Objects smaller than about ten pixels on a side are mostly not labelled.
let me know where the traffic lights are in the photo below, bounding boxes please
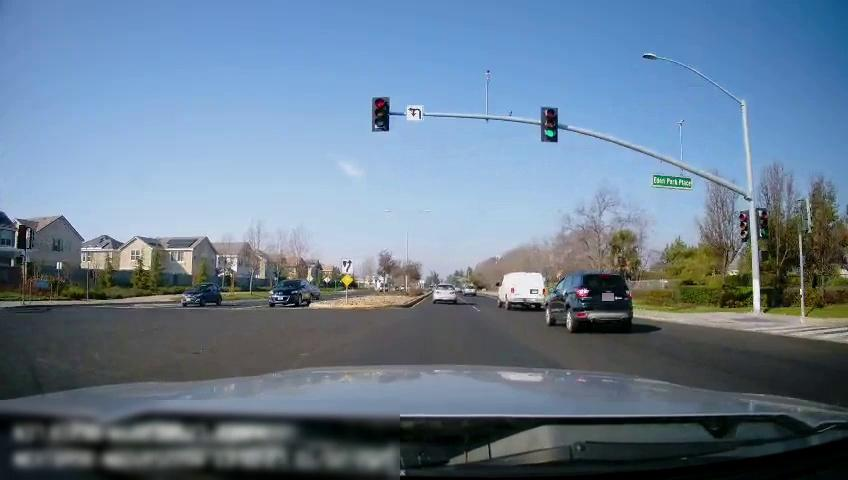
[15,223,27,251]
[15,254,25,266]
[738,207,751,244]
[370,94,392,133]
[755,206,770,241]
[28,226,37,250]
[539,105,560,144]
[804,197,817,234]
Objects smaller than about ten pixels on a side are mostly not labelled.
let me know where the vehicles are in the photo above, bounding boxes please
[181,284,223,308]
[495,270,547,311]
[432,283,458,304]
[461,284,477,296]
[267,278,312,308]
[304,284,322,300]
[544,270,634,334]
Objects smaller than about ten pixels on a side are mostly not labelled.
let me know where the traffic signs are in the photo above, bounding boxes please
[340,273,354,288]
[339,256,354,273]
[406,103,424,121]
[651,173,694,191]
